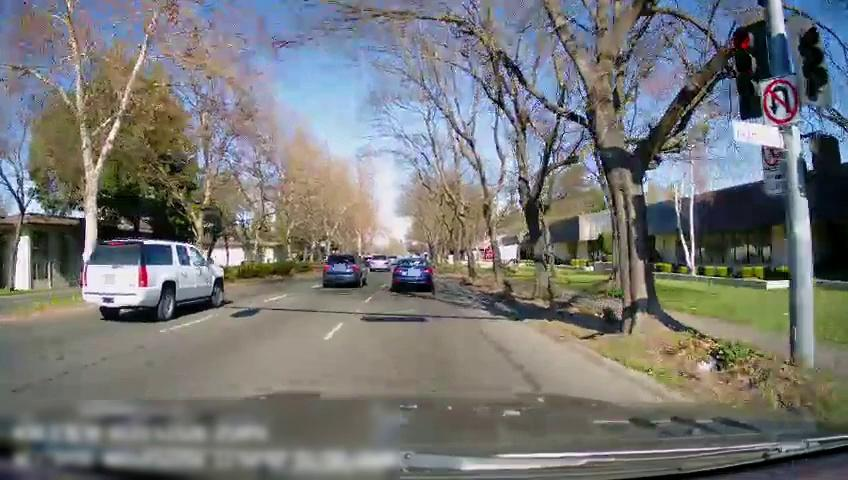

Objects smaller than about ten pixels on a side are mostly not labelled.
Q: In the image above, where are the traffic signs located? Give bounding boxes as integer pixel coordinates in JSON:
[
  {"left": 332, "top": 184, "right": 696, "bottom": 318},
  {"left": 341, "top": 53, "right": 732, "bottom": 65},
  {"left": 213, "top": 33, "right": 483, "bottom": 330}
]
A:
[
  {"left": 729, "top": 121, "right": 784, "bottom": 148},
  {"left": 758, "top": 75, "right": 801, "bottom": 127}
]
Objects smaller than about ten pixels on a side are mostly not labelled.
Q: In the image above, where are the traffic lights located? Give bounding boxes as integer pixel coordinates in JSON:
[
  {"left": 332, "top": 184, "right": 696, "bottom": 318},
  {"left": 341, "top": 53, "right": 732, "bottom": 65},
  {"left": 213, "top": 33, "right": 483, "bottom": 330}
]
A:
[
  {"left": 796, "top": 23, "right": 830, "bottom": 104},
  {"left": 728, "top": 20, "right": 770, "bottom": 121},
  {"left": 801, "top": 130, "right": 844, "bottom": 198}
]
